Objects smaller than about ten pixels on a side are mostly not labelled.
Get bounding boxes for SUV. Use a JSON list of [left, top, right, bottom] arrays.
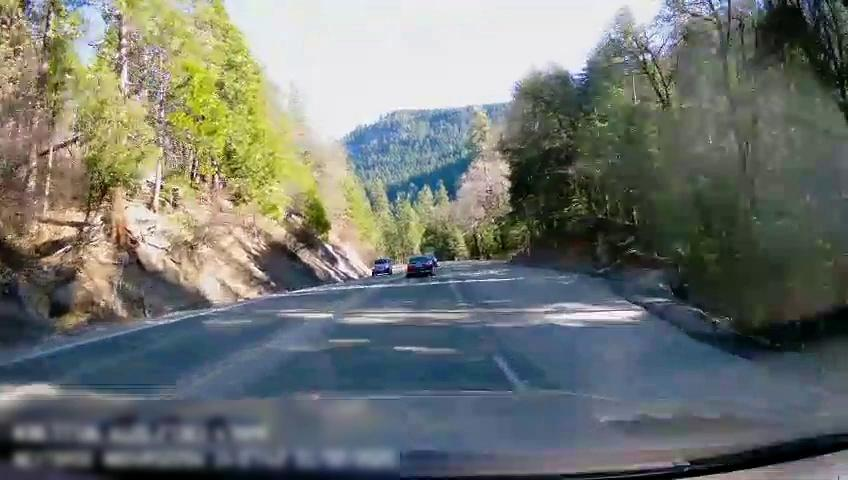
[[371, 256, 393, 278]]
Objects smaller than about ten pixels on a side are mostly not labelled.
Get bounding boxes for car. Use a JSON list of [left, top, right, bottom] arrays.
[[406, 255, 434, 278]]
